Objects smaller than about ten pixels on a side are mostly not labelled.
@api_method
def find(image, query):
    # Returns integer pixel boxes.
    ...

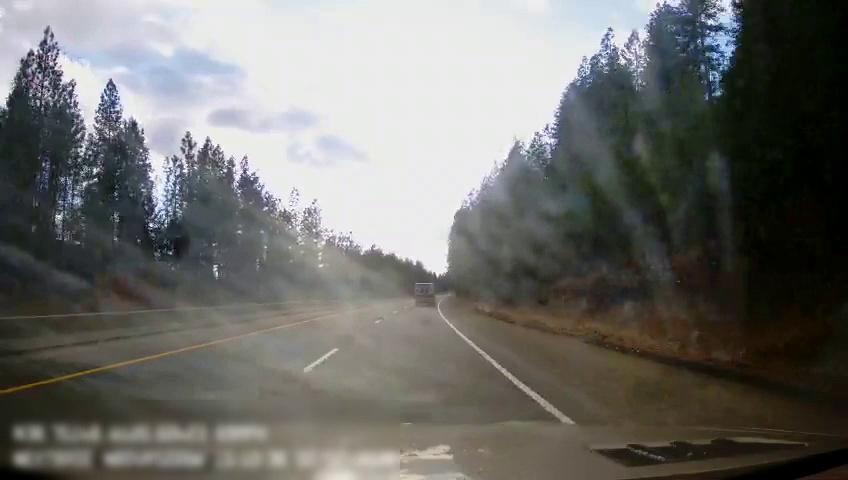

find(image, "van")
[414,282,437,306]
